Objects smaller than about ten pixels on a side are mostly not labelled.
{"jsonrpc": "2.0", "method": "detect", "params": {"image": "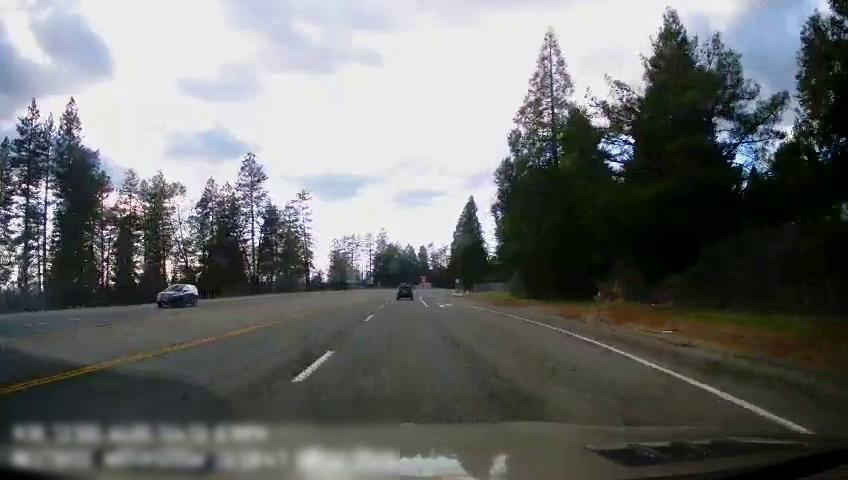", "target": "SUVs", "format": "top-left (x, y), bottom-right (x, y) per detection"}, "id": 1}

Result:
top-left (396, 285), bottom-right (414, 301)
top-left (155, 283), bottom-right (200, 309)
